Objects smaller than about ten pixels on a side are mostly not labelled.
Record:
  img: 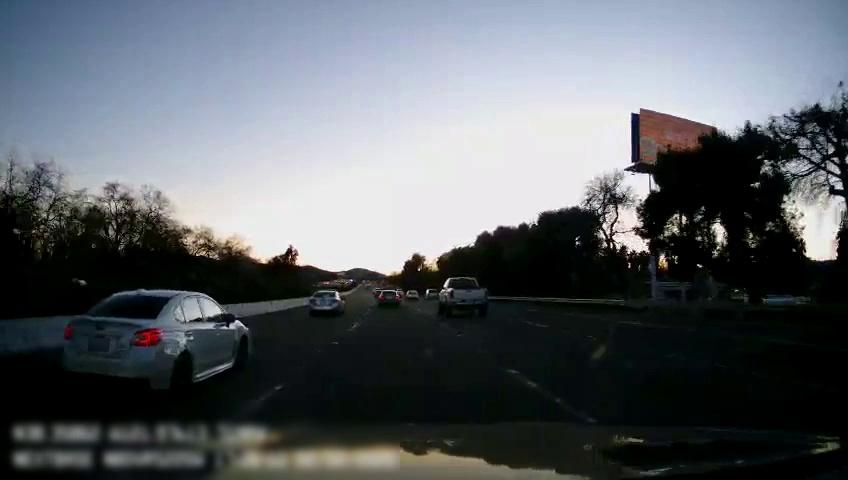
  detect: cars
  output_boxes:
[60,290,253,407]
[405,290,419,301]
[309,290,346,318]
[377,289,400,308]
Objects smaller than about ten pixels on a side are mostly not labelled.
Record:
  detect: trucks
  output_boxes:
[438,277,488,318]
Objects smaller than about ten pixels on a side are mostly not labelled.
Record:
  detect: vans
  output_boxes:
[425,289,438,300]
